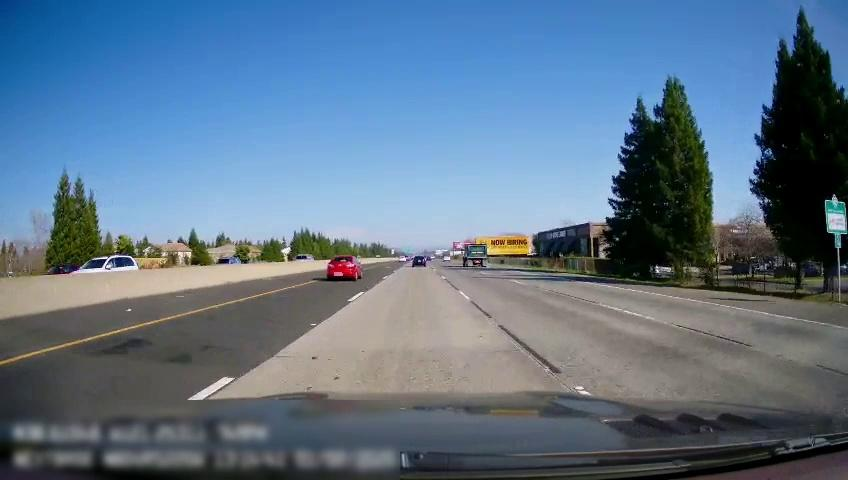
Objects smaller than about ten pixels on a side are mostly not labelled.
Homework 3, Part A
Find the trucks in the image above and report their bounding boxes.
[460,243,488,268]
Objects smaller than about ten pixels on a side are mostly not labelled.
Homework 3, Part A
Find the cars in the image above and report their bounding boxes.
[326,255,362,282]
[47,262,81,276]
[411,255,427,268]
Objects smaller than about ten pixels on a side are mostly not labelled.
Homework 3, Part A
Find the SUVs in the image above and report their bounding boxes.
[293,254,315,262]
[66,254,140,276]
[215,255,242,265]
